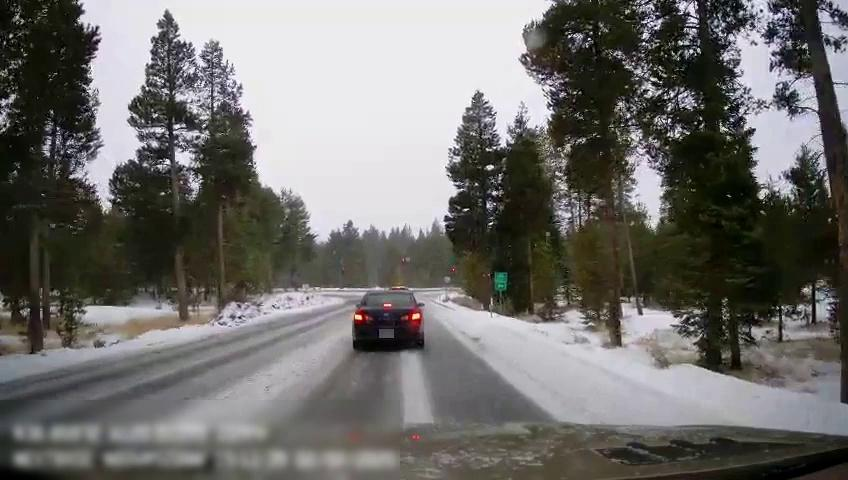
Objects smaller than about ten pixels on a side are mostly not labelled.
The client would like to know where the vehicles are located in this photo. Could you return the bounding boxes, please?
[353,291,425,349]
[390,286,410,292]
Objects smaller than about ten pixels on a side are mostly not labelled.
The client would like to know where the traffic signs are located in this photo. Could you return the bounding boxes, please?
[495,272,508,291]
